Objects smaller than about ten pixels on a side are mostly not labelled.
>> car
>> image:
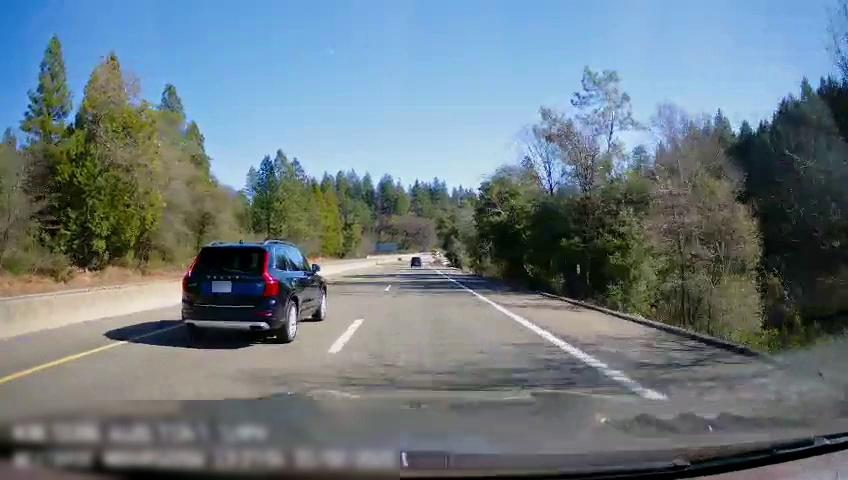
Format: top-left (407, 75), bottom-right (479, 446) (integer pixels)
top-left (410, 257), bottom-right (422, 266)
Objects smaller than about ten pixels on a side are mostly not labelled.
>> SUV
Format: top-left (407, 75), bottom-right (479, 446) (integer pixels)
top-left (180, 239), bottom-right (328, 344)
